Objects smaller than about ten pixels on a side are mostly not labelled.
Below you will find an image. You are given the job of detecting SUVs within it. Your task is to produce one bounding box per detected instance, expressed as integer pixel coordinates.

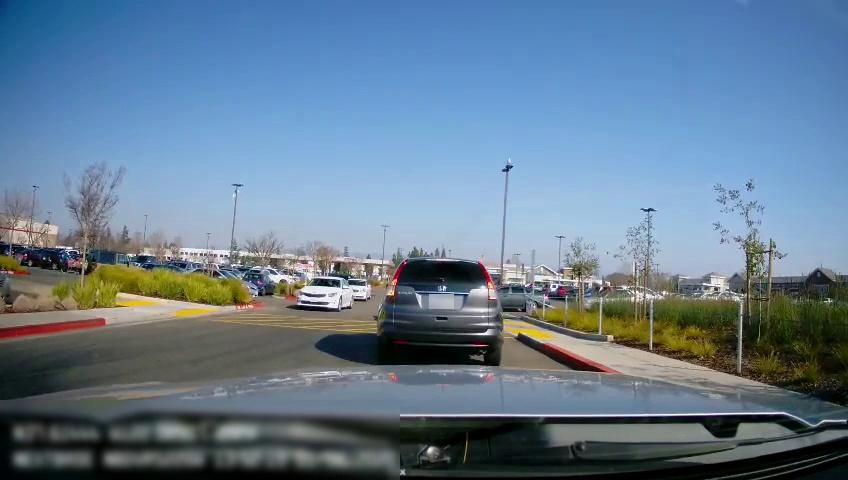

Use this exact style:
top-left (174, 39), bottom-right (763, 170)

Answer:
top-left (374, 257), bottom-right (506, 368)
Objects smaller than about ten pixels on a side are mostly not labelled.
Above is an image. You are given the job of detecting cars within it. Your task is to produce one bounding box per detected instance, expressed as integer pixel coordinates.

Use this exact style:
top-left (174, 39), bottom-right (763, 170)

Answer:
top-left (346, 278), bottom-right (371, 303)
top-left (294, 275), bottom-right (356, 313)
top-left (497, 286), bottom-right (548, 314)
